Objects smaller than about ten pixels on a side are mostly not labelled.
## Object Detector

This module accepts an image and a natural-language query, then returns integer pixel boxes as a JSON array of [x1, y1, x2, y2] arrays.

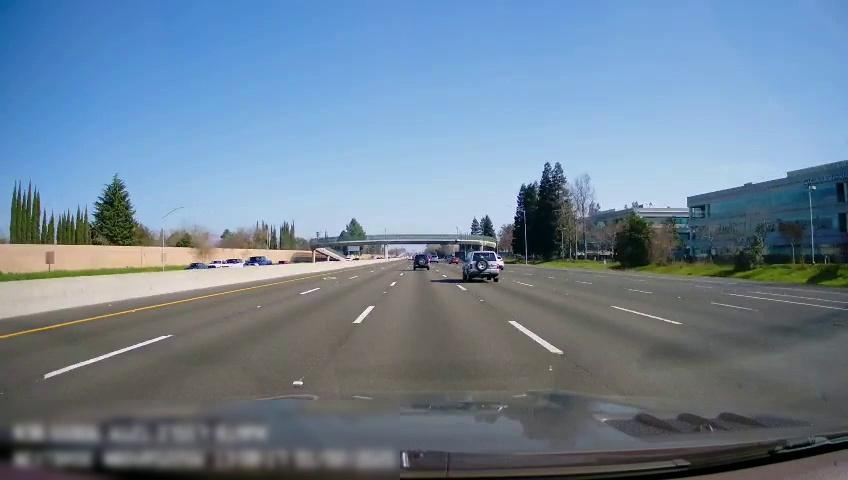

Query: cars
[[183, 262, 209, 270], [448, 257, 460, 265], [207, 260, 224, 269]]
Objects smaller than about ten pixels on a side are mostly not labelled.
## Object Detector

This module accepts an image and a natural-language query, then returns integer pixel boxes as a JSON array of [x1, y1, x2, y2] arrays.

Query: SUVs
[[462, 250, 499, 283], [412, 254, 431, 271], [497, 255, 505, 270], [219, 259, 244, 268]]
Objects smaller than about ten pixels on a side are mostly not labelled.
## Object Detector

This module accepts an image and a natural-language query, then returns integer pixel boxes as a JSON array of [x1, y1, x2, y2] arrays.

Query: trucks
[[242, 255, 272, 267]]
